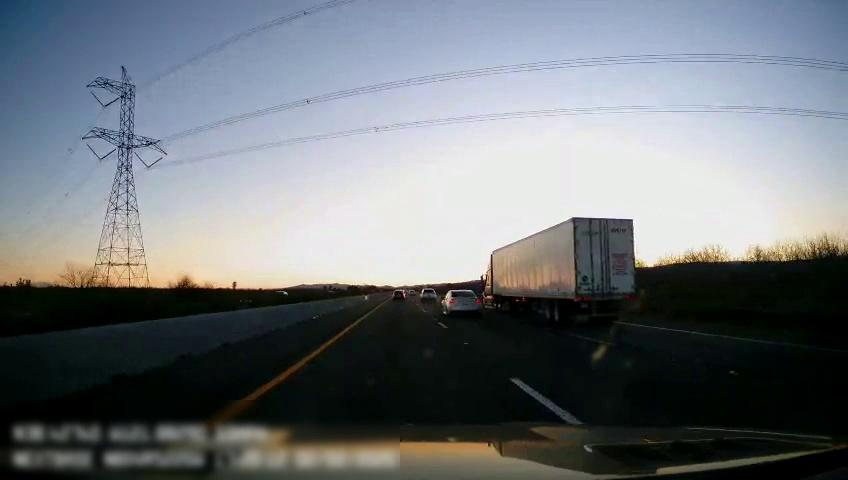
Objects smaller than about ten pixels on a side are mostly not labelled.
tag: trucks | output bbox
[480,215,637,328]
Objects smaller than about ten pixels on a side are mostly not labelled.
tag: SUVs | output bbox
[419,287,438,302]
[391,290,406,302]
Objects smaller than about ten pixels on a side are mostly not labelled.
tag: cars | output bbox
[440,290,482,316]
